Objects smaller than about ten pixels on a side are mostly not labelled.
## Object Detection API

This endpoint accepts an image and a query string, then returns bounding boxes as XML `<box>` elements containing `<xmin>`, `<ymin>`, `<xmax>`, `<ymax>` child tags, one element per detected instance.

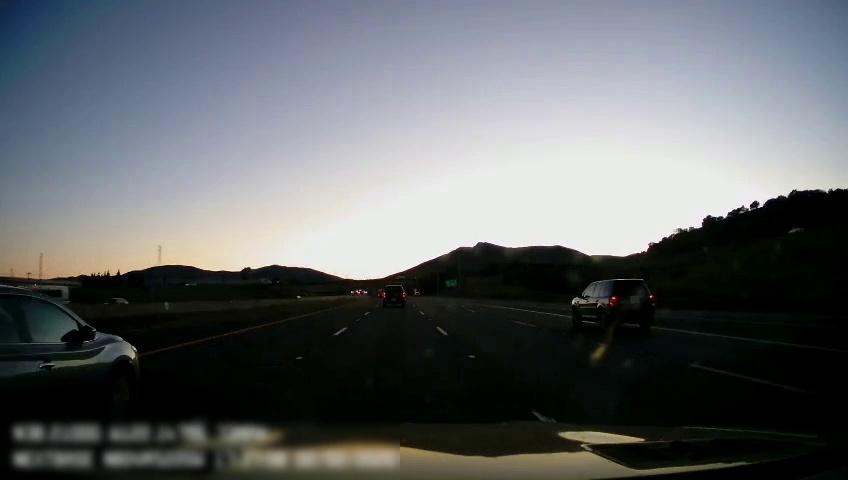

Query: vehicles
<box><xmin>103</xmin><ymin>297</ymin><xmax>129</xmax><ymax>304</ymax></box>
<box><xmin>382</xmin><ymin>284</ymin><xmax>406</xmax><ymax>307</ymax></box>
<box><xmin>25</xmin><ymin>285</ymin><xmax>70</xmax><ymax>306</ymax></box>
<box><xmin>0</xmin><ymin>286</ymin><xmax>141</xmax><ymax>425</ymax></box>
<box><xmin>570</xmin><ymin>277</ymin><xmax>658</xmax><ymax>337</ymax></box>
